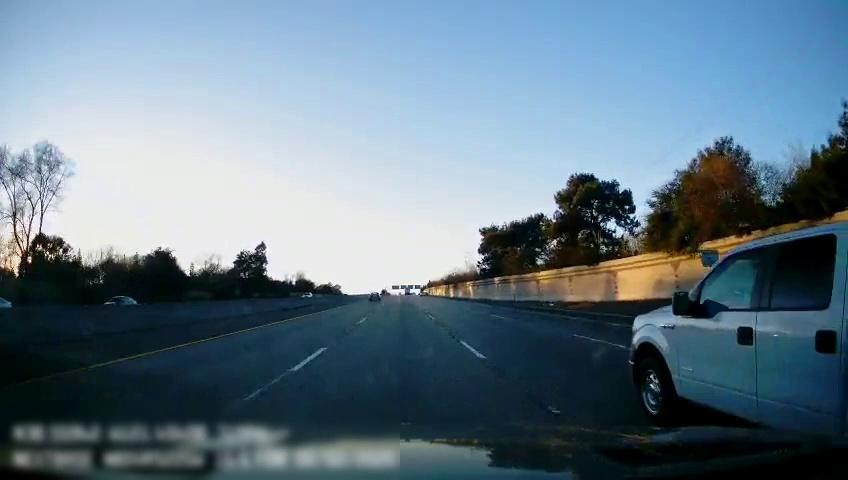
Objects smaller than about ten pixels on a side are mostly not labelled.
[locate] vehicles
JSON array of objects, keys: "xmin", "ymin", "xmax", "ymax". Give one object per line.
[
  {"xmin": 0, "ymin": 298, "xmax": 13, "ymax": 308},
  {"xmin": 627, "ymin": 219, "xmax": 848, "ymax": 441},
  {"xmin": 368, "ymin": 291, "xmax": 382, "ymax": 303},
  {"xmin": 104, "ymin": 295, "xmax": 138, "ymax": 305},
  {"xmin": 300, "ymin": 291, "xmax": 313, "ymax": 299}
]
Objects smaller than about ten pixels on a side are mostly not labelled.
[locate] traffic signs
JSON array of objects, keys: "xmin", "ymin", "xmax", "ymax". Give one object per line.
[{"xmin": 700, "ymin": 249, "xmax": 719, "ymax": 269}]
